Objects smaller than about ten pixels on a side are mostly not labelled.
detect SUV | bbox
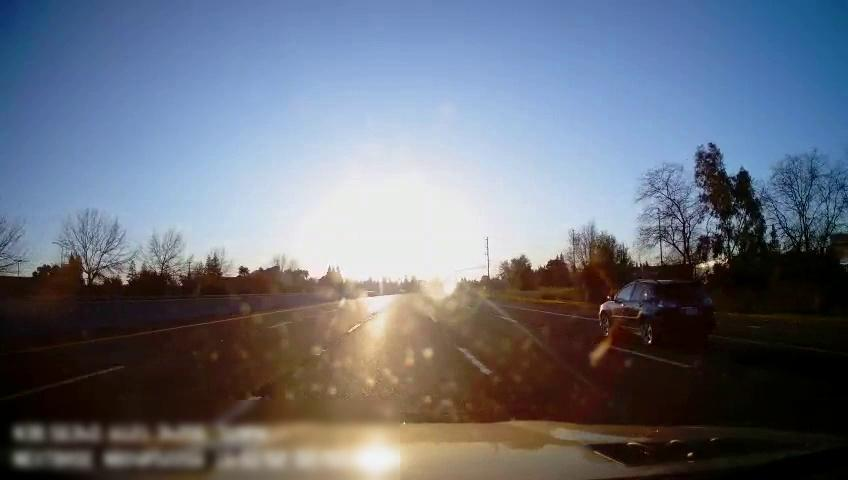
[597,278,716,348]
